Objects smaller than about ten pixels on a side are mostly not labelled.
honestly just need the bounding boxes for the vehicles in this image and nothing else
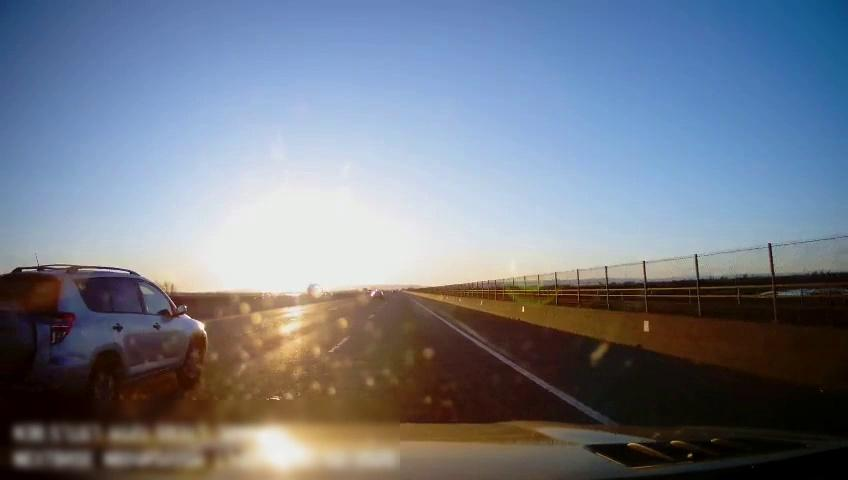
[371,290,385,301]
[0,264,208,420]
[306,284,325,297]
